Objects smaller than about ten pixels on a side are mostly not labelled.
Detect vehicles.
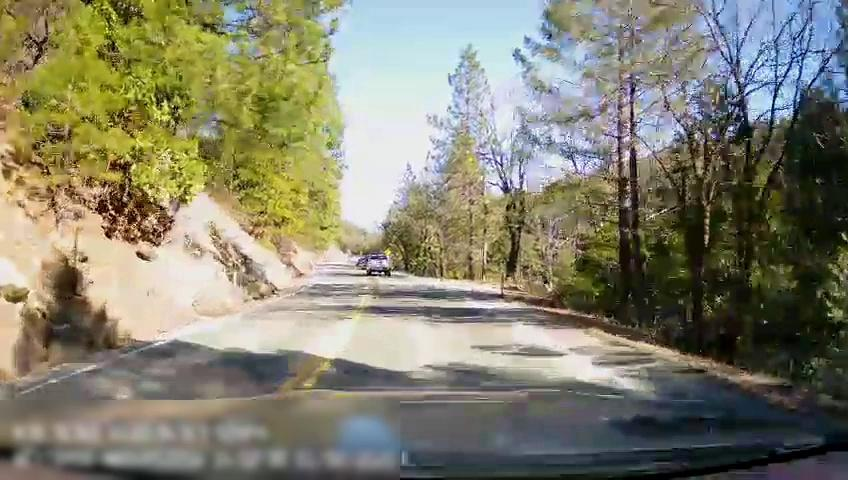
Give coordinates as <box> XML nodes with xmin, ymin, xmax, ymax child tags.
<box><xmin>366</xmin><ymin>254</ymin><xmax>392</xmax><ymax>276</ymax></box>
<box><xmin>360</xmin><ymin>258</ymin><xmax>367</xmax><ymax>270</ymax></box>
